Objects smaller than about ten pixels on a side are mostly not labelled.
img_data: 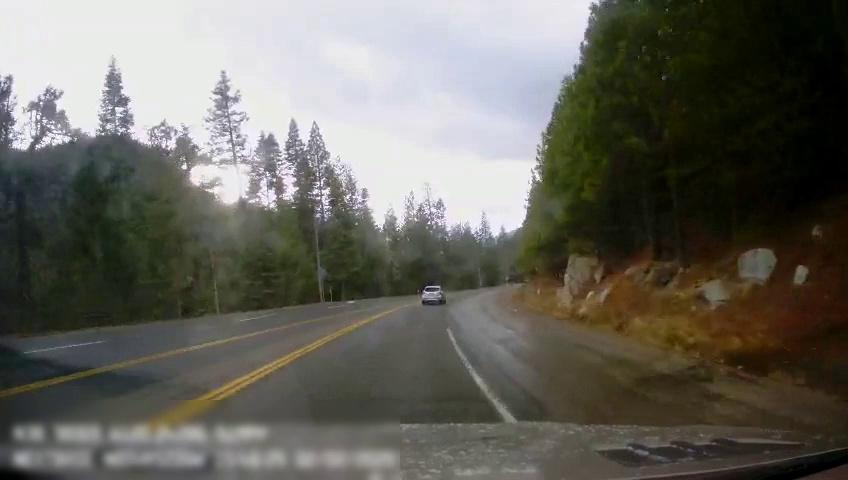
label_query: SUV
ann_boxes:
[422,285,447,305]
